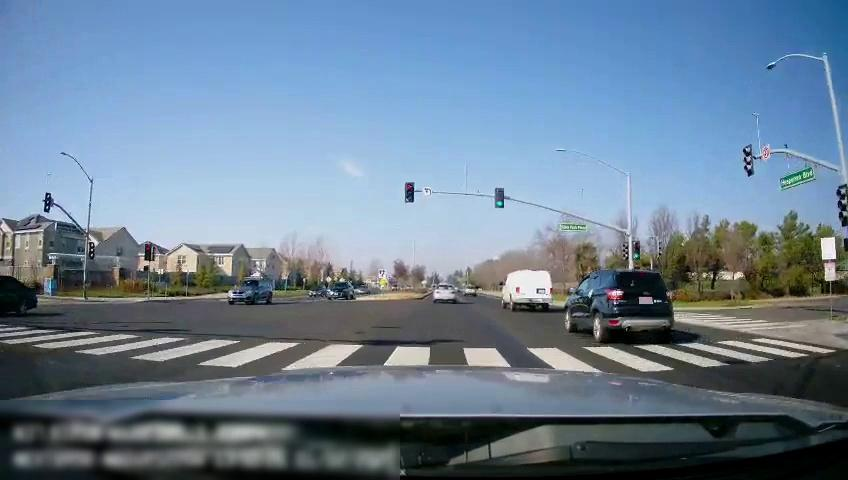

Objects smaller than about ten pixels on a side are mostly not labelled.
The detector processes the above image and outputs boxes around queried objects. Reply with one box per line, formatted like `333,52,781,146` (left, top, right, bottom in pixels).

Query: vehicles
326,281,355,300
356,285,370,294
562,269,675,343
463,284,477,296
498,269,553,313
0,275,39,317
307,284,330,298
227,278,274,306
432,283,458,304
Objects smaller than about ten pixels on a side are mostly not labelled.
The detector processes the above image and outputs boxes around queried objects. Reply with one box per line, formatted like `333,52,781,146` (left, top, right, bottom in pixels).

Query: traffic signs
779,163,818,193
820,236,837,261
559,223,589,233
760,143,770,160
823,261,837,282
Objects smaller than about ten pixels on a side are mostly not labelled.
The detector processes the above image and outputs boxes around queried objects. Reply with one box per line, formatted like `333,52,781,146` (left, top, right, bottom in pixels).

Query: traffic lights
843,237,848,253
835,182,848,228
741,142,755,178
494,187,506,209
656,236,665,258
621,240,630,262
403,181,416,204
42,191,54,214
150,243,157,262
143,241,152,262
631,239,642,261
87,240,96,261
